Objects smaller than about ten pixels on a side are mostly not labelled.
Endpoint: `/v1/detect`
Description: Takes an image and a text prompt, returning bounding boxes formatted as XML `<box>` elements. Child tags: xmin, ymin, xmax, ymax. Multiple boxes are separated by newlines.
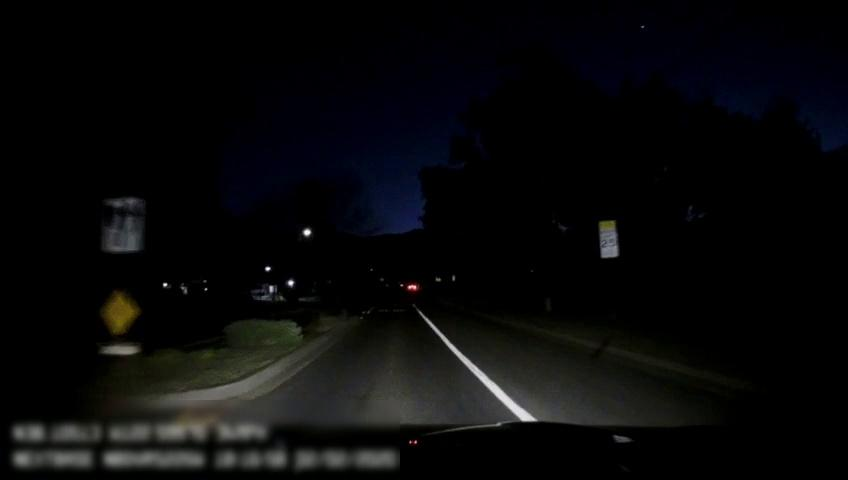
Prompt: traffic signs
<box><xmin>101</xmin><ymin>197</ymin><xmax>146</xmax><ymax>253</ymax></box>
<box><xmin>598</xmin><ymin>220</ymin><xmax>619</xmax><ymax>258</ymax></box>
<box><xmin>98</xmin><ymin>290</ymin><xmax>143</xmax><ymax>337</ymax></box>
